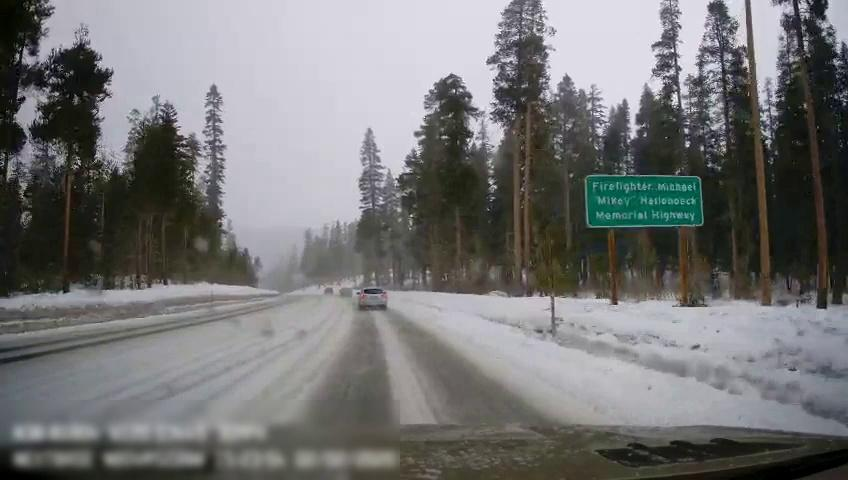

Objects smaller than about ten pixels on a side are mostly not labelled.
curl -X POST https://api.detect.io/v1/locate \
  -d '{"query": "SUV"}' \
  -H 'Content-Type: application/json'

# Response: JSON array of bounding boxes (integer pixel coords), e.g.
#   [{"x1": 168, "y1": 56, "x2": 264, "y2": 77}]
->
[{"x1": 356, "y1": 287, "x2": 388, "y2": 312}]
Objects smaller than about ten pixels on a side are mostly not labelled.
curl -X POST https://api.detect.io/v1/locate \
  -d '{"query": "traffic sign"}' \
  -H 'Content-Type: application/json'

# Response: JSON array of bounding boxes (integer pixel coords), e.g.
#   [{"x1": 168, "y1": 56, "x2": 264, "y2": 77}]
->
[{"x1": 583, "y1": 174, "x2": 704, "y2": 229}]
